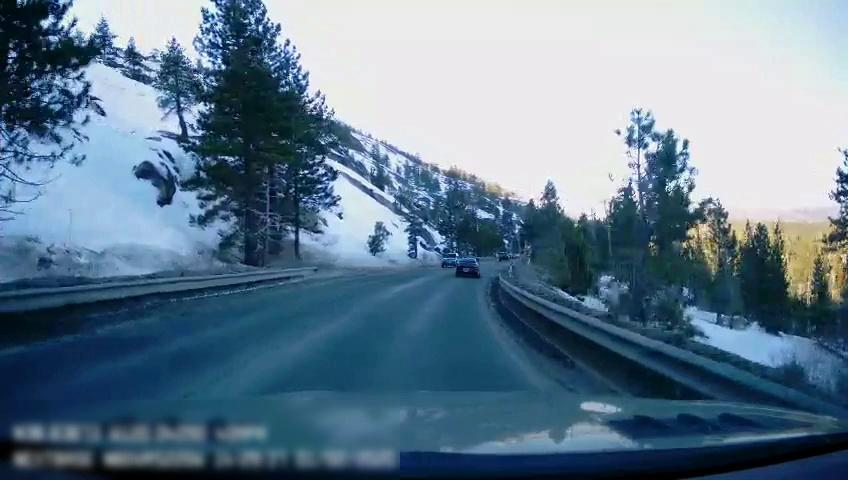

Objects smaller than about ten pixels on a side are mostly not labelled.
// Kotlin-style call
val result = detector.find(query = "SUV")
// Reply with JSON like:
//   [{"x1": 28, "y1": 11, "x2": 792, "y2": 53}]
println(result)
[{"x1": 440, "y1": 251, "x2": 461, "y2": 268}]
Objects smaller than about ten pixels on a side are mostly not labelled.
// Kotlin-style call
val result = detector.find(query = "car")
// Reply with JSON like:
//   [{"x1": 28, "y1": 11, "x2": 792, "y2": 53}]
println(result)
[{"x1": 455, "y1": 257, "x2": 480, "y2": 278}]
